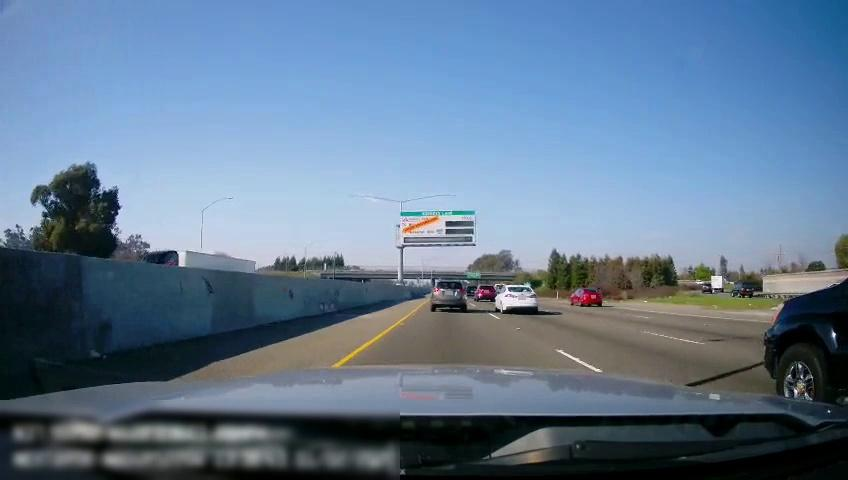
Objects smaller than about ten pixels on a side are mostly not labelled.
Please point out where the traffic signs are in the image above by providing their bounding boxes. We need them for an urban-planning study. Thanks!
[398,208,477,243]
[465,271,481,280]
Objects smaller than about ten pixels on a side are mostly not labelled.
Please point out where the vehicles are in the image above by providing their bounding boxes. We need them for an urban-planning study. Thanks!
[711,275,724,292]
[473,285,496,303]
[494,285,538,315]
[142,250,257,272]
[569,287,603,308]
[465,286,477,297]
[761,278,848,404]
[429,277,468,313]
[494,283,506,292]
[731,280,754,299]
[827,282,841,289]
[701,283,712,294]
